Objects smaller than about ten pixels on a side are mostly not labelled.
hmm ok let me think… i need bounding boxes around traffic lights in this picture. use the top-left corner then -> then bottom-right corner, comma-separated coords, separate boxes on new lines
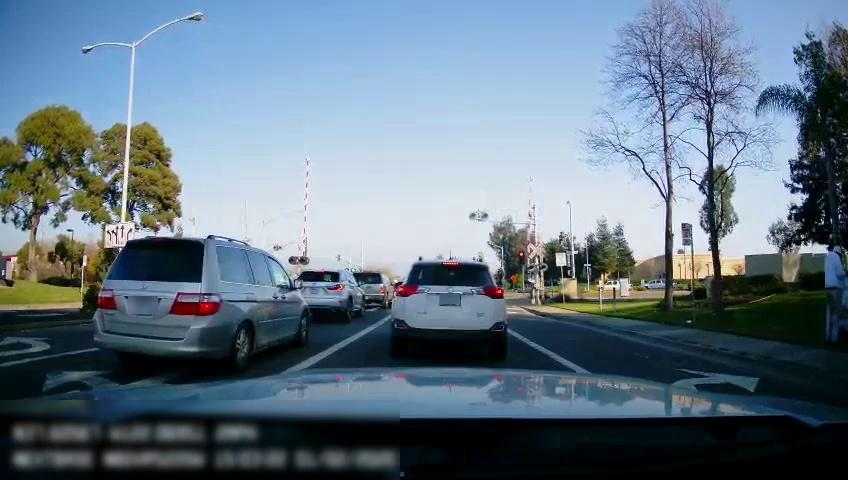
294,257 -> 305,267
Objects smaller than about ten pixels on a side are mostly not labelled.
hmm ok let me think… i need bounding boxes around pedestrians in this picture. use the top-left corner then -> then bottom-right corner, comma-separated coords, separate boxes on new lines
823,244 -> 848,342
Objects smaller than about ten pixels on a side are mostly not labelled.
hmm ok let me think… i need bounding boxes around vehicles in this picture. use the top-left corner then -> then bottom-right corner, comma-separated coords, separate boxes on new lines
348,271 -> 395,309
641,279 -> 666,290
597,280 -> 624,293
292,269 -> 364,323
390,261 -> 510,359
93,233 -> 311,368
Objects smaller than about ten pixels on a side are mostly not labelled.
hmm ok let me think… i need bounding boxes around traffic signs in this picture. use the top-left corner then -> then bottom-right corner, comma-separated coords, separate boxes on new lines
682,236 -> 693,246
103,222 -> 136,248
527,241 -> 545,260
681,222 -> 693,237
555,252 -> 567,267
